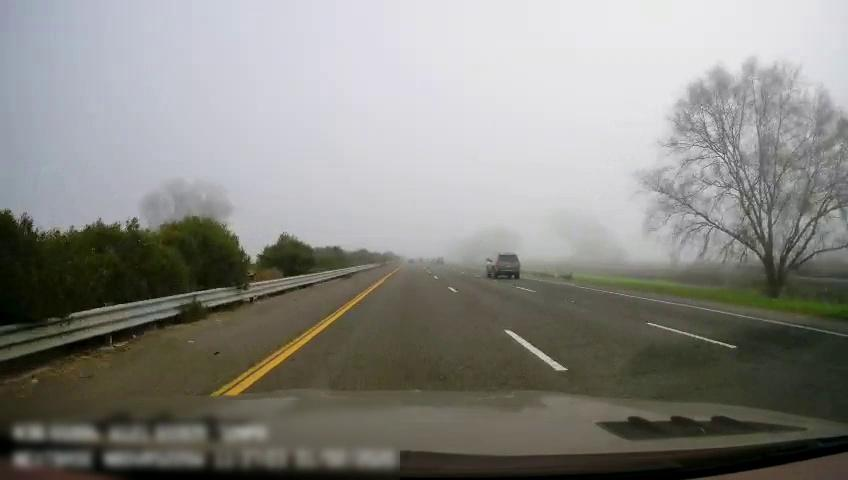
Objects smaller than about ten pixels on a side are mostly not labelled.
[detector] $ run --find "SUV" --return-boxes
[486,253,521,280]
